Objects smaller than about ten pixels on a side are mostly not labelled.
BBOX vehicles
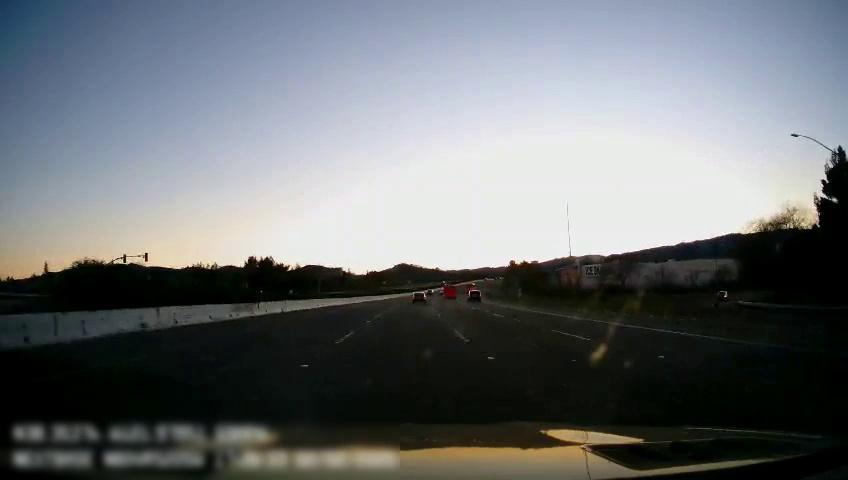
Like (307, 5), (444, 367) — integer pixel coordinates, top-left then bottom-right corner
(467, 290), (481, 302)
(444, 286), (456, 298)
(412, 293), (427, 304)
